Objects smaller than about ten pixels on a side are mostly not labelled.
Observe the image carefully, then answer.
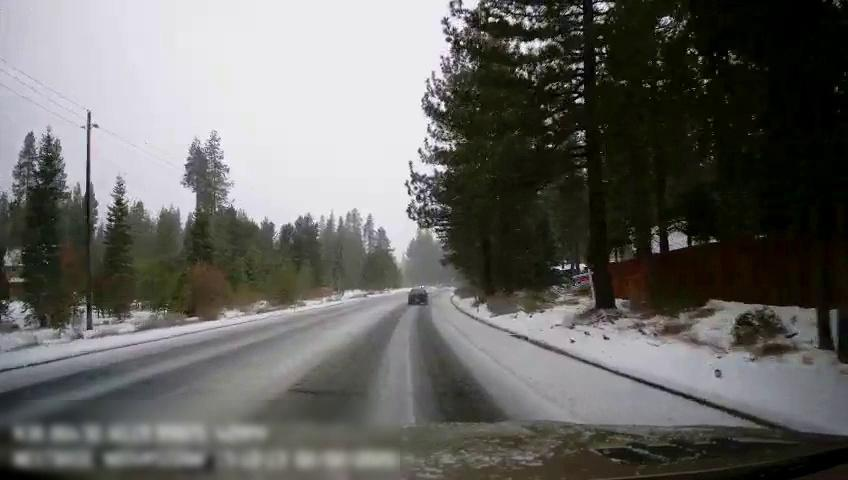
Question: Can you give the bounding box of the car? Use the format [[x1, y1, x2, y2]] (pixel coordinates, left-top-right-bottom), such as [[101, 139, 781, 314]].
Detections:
[[407, 288, 429, 306]]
